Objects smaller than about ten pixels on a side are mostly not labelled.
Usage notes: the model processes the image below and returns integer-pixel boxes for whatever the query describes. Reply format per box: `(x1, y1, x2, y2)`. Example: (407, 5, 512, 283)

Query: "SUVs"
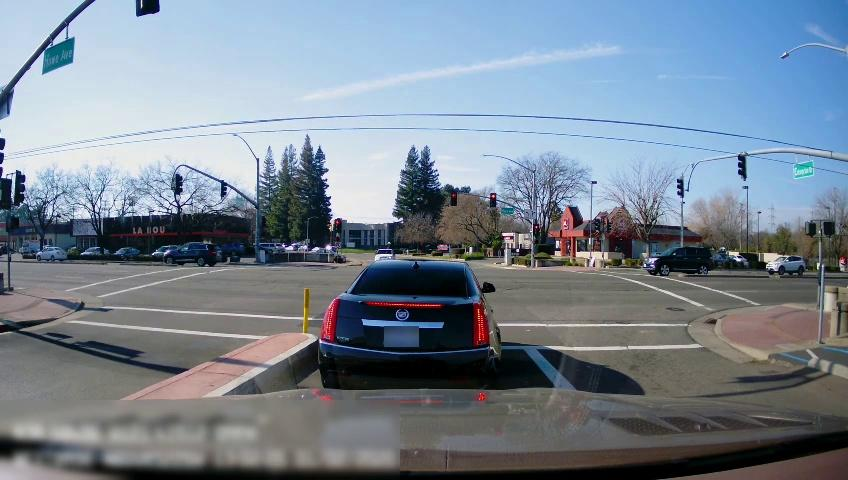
(766, 256, 806, 276)
(644, 246, 714, 277)
(162, 242, 217, 267)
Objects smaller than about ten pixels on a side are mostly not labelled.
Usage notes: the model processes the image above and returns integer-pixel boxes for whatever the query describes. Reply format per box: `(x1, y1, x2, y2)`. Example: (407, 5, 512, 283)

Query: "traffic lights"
(805, 222, 820, 236)
(0, 178, 12, 210)
(333, 218, 342, 233)
(594, 222, 601, 235)
(133, 0, 161, 17)
(449, 191, 457, 207)
(677, 178, 685, 197)
(533, 224, 540, 237)
(821, 221, 837, 235)
(737, 154, 747, 178)
(220, 180, 227, 199)
(13, 170, 26, 206)
(0, 137, 6, 177)
(174, 173, 183, 195)
(4, 217, 19, 232)
(489, 193, 496, 208)
(605, 222, 612, 235)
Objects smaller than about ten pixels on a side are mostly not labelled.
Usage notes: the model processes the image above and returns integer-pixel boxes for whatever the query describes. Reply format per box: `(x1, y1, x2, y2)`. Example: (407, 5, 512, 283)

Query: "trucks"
(375, 248, 396, 261)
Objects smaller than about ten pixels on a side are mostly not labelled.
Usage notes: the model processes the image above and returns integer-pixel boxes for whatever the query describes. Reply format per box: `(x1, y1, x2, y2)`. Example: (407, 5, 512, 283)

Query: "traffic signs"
(793, 160, 815, 179)
(41, 36, 76, 75)
(500, 207, 514, 215)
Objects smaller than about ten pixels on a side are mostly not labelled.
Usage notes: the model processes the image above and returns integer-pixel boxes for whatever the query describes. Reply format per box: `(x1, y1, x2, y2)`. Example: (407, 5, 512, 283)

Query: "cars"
(35, 246, 66, 261)
(319, 260, 505, 390)
(151, 245, 180, 260)
(81, 247, 109, 258)
(113, 248, 138, 258)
